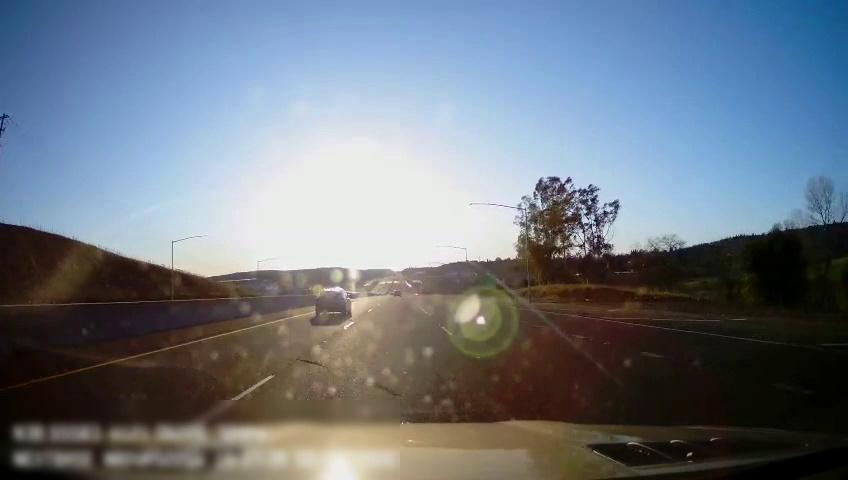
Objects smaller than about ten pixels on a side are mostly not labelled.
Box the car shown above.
[314,287,353,321]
